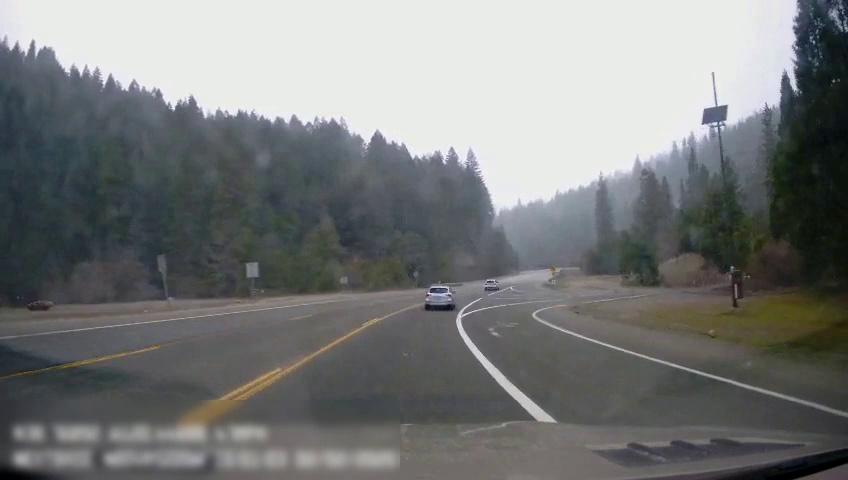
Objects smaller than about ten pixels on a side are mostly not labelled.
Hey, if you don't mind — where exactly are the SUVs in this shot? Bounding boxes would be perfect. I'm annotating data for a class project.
[484,279,500,291]
[424,286,455,310]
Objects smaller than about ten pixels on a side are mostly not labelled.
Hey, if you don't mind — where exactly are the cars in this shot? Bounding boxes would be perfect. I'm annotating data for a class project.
[27,301,53,311]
